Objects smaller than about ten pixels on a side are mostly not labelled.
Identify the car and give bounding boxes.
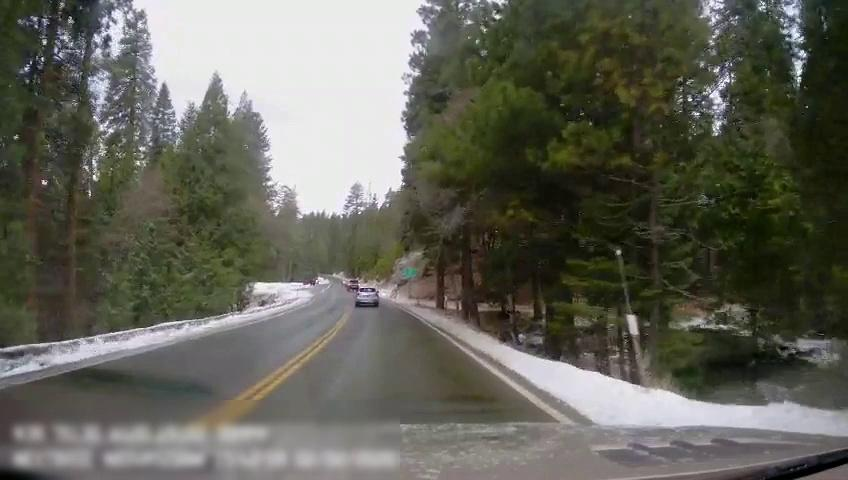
[354,285,380,309]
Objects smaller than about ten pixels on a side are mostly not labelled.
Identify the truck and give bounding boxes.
[345,279,359,291]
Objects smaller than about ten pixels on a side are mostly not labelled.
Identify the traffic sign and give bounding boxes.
[401,266,419,278]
